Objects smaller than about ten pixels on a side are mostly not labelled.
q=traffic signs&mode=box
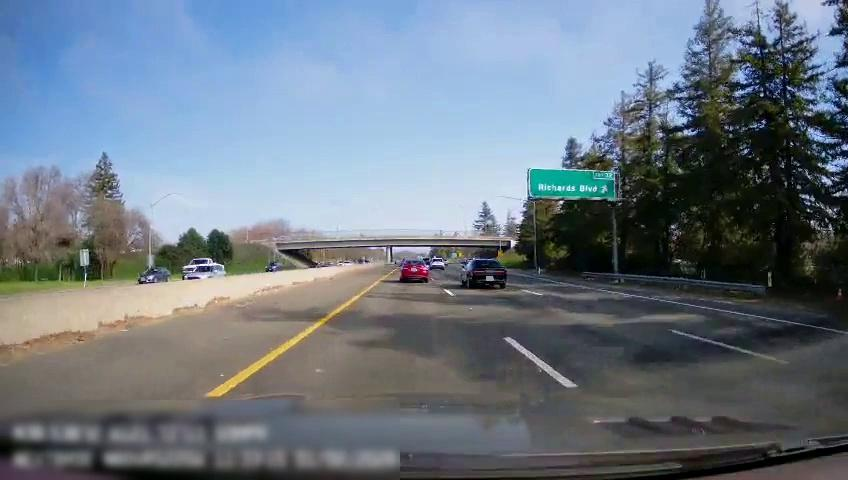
[79,249,90,266]
[525,167,618,203]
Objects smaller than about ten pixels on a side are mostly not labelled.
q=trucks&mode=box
[180,257,225,280]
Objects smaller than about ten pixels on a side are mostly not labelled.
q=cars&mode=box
[459,257,508,290]
[429,256,446,270]
[137,267,172,285]
[264,262,283,273]
[399,259,431,283]
[184,265,227,280]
